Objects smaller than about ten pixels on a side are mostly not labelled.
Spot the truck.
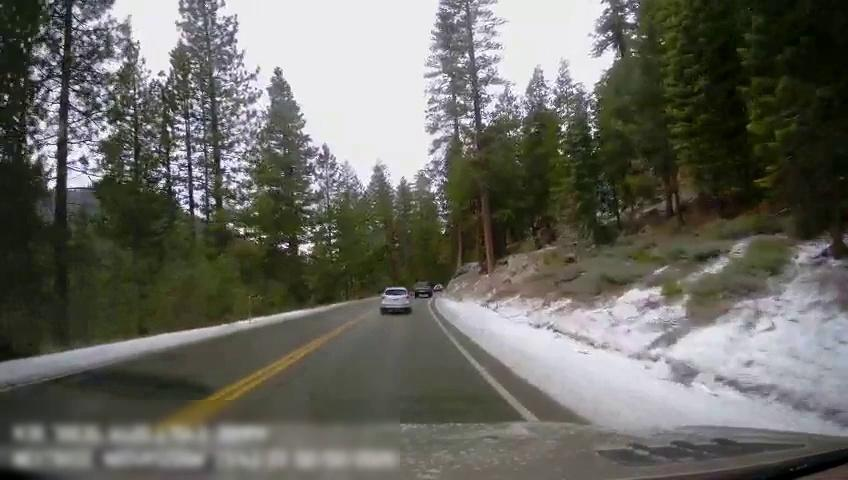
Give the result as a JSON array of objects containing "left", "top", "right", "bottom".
[{"left": 413, "top": 282, "right": 432, "bottom": 298}]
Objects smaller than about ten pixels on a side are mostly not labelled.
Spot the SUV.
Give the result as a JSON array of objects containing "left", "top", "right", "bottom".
[{"left": 380, "top": 287, "right": 410, "bottom": 314}]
